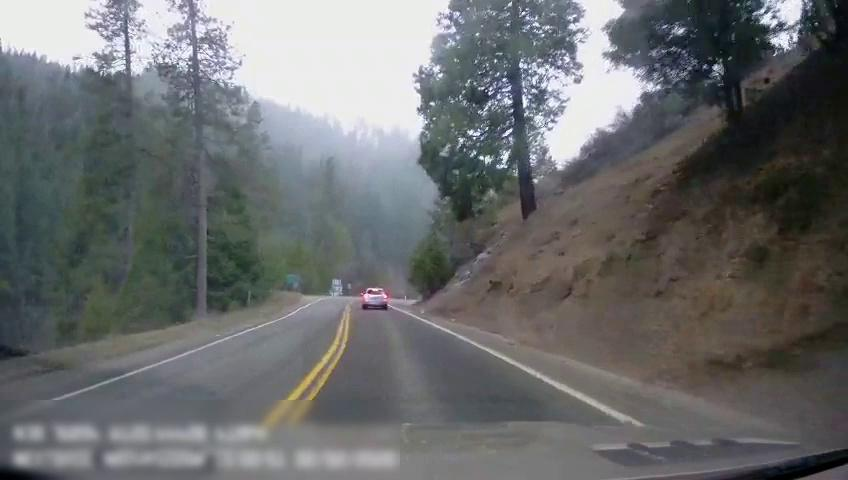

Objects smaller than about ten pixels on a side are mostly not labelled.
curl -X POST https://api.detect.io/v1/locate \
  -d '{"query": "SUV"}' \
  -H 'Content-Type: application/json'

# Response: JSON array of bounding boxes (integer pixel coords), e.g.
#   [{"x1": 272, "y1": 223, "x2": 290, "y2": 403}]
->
[{"x1": 361, "y1": 288, "x2": 388, "y2": 310}]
